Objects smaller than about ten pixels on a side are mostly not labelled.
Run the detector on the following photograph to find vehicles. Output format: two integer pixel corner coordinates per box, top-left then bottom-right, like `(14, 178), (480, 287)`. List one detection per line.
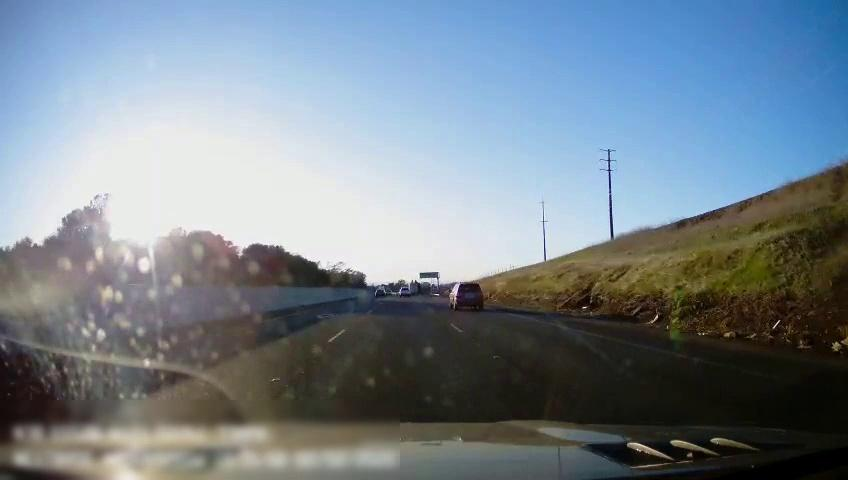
(449, 283), (485, 312)
(399, 286), (410, 297)
(375, 289), (386, 297)
(408, 282), (418, 295)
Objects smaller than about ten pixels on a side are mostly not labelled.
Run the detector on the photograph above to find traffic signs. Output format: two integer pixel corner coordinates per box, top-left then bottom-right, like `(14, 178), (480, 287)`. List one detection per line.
(419, 271), (440, 279)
